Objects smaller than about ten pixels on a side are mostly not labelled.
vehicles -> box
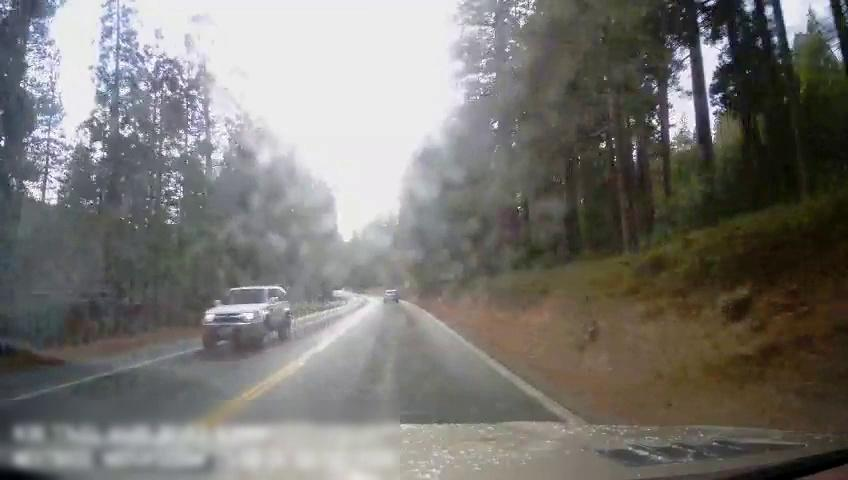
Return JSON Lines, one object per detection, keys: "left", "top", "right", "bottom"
{"left": 383, "top": 288, "right": 400, "bottom": 304}
{"left": 201, "top": 285, "right": 293, "bottom": 349}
